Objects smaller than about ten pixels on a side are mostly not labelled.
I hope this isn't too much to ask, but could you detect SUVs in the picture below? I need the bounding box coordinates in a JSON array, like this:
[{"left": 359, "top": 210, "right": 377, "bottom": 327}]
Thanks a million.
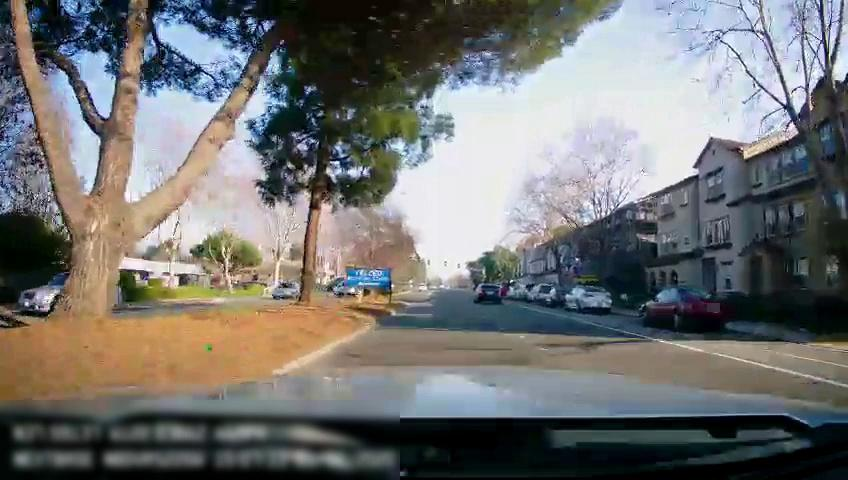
[
  {"left": 513, "top": 280, "right": 538, "bottom": 299},
  {"left": 526, "top": 282, "right": 554, "bottom": 303}
]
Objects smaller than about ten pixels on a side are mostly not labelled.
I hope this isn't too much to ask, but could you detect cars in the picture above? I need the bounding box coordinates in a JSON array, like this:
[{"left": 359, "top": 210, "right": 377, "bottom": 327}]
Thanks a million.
[
  {"left": 563, "top": 283, "right": 614, "bottom": 313},
  {"left": 271, "top": 282, "right": 301, "bottom": 301},
  {"left": 543, "top": 287, "right": 567, "bottom": 308},
  {"left": 333, "top": 279, "right": 372, "bottom": 300},
  {"left": 638, "top": 285, "right": 722, "bottom": 330},
  {"left": 473, "top": 281, "right": 502, "bottom": 305},
  {"left": 17, "top": 270, "right": 124, "bottom": 315}
]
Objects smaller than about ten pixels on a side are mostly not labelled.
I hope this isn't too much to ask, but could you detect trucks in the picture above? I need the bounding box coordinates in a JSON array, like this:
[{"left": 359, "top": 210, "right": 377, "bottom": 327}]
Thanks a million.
[{"left": 500, "top": 282, "right": 511, "bottom": 297}]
